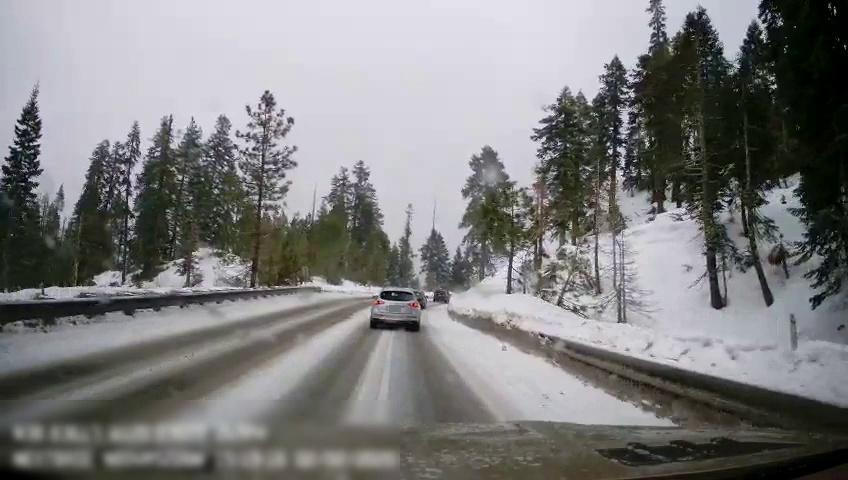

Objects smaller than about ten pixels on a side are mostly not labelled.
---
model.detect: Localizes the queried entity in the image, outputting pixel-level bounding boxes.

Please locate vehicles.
[415,291,428,309]
[370,288,421,330]
[433,289,450,303]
